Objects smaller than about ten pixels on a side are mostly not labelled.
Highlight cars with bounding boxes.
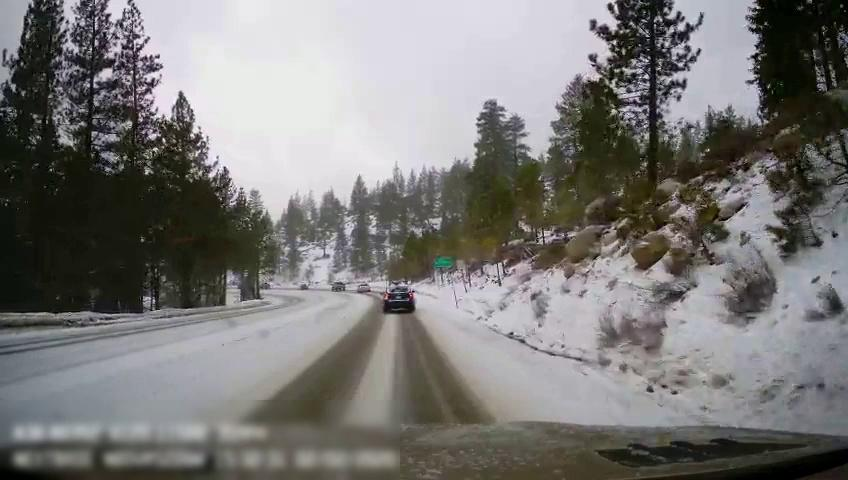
[383,282,416,314]
[356,282,371,293]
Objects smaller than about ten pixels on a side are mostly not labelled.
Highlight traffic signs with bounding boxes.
[434,255,454,269]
